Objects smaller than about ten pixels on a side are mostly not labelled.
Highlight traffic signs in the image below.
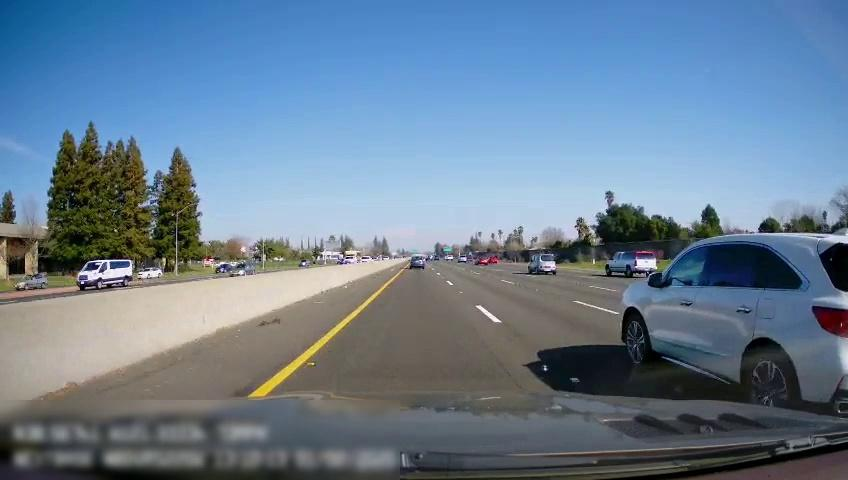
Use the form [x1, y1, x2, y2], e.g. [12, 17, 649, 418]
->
[441, 246, 454, 252]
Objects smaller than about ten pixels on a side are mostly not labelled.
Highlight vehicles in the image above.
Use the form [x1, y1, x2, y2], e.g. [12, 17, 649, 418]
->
[604, 250, 657, 279]
[297, 259, 312, 269]
[136, 267, 164, 281]
[359, 256, 373, 264]
[408, 254, 426, 269]
[228, 263, 257, 278]
[528, 254, 558, 275]
[344, 250, 362, 259]
[343, 255, 358, 264]
[487, 256, 501, 264]
[619, 232, 848, 418]
[215, 263, 234, 274]
[457, 255, 468, 263]
[474, 256, 490, 266]
[15, 271, 48, 292]
[76, 259, 134, 292]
